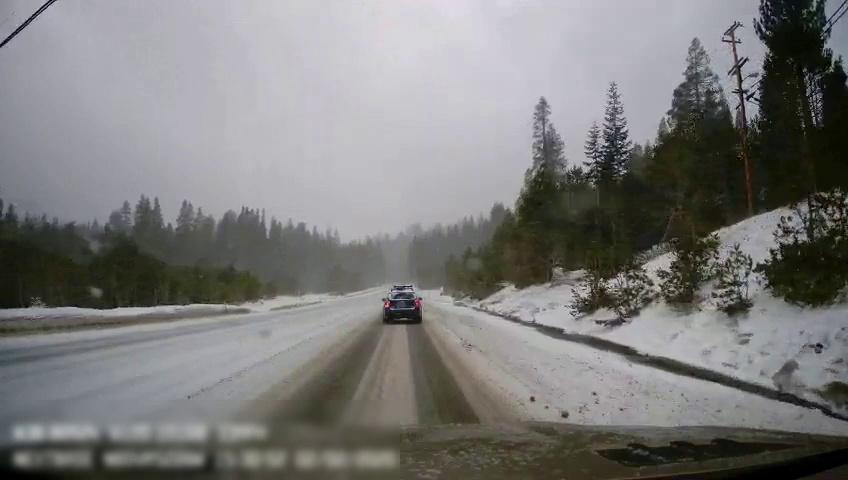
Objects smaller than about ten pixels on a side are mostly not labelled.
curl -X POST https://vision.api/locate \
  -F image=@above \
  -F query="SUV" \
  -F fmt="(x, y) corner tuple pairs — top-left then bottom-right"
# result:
(382, 284), (423, 324)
